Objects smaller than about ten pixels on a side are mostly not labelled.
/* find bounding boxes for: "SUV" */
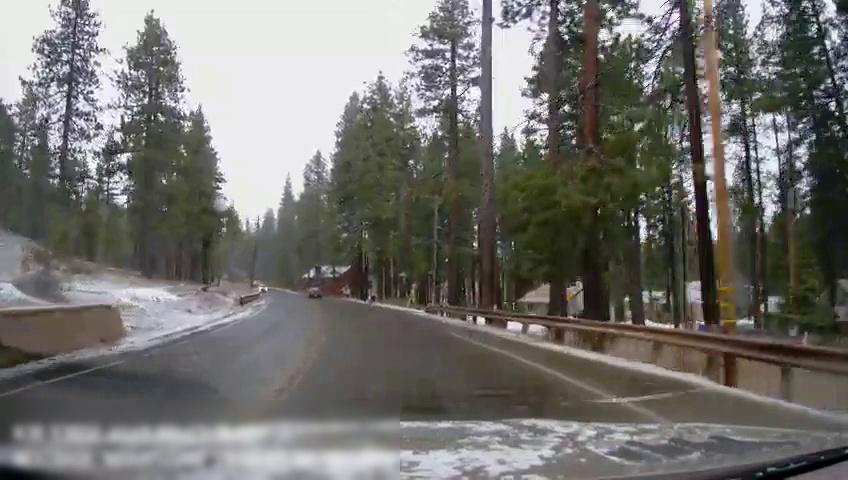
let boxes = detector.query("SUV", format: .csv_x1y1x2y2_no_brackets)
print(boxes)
306,287,322,301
